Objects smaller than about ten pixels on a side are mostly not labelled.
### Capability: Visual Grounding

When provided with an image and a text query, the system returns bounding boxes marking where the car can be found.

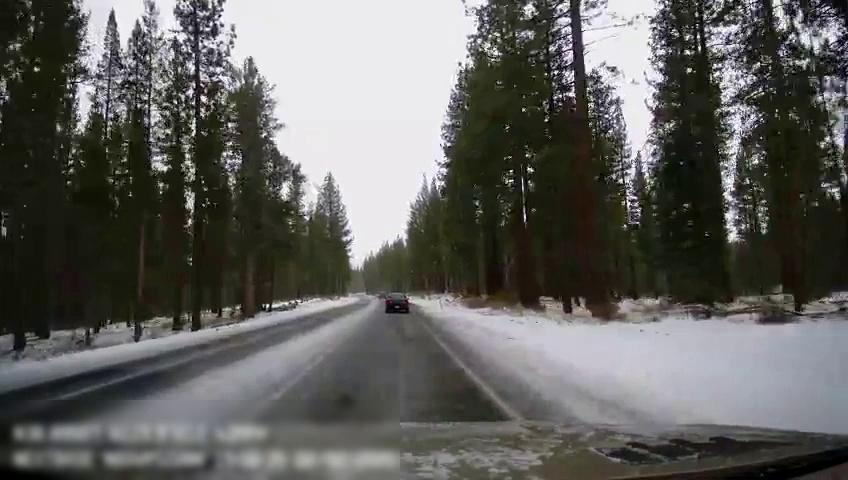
[384,292,409,313]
